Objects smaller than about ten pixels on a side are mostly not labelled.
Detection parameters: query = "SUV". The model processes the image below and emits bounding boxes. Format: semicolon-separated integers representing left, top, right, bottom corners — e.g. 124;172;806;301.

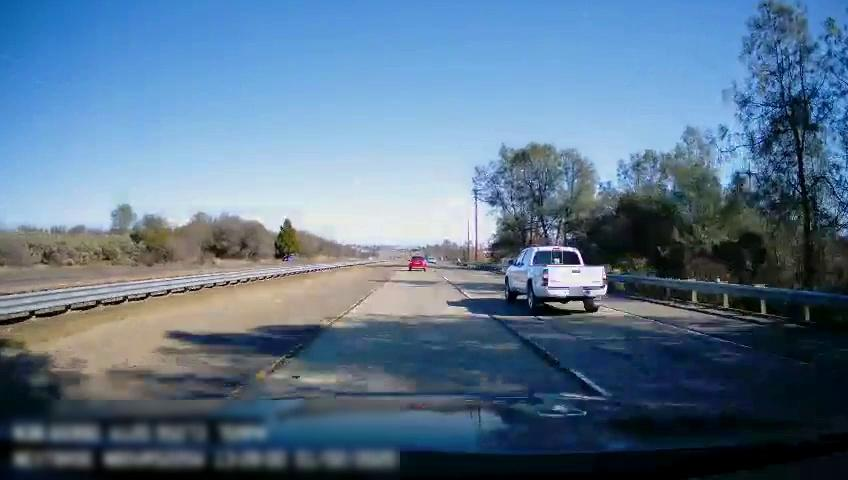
407;254;428;272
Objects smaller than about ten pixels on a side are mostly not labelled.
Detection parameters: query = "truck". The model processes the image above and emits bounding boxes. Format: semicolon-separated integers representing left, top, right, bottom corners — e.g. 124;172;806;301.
504;246;609;315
